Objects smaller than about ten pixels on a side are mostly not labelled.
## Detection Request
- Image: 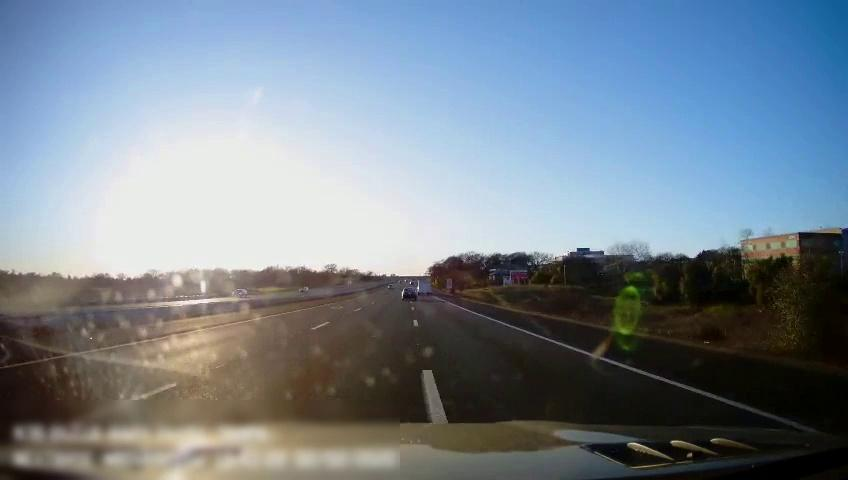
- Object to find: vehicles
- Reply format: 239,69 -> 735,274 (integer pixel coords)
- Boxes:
231,288 -> 248,298
417,280 -> 432,298
298,286 -> 310,294
400,286 -> 418,301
